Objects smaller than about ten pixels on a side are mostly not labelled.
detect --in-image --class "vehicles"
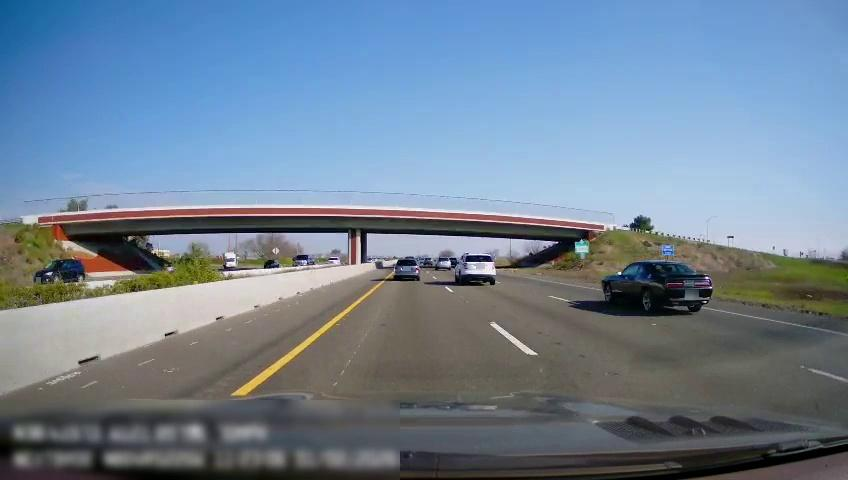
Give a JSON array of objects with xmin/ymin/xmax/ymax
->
[
  {"xmin": 263, "ymin": 260, "xmax": 280, "ymax": 269},
  {"xmin": 223, "ymin": 252, "xmax": 238, "ymax": 270},
  {"xmin": 600, "ymin": 260, "xmax": 714, "ymax": 315},
  {"xmin": 453, "ymin": 254, "xmax": 496, "ymax": 286},
  {"xmin": 292, "ymin": 254, "xmax": 316, "ymax": 266},
  {"xmin": 32, "ymin": 259, "xmax": 87, "ymax": 284},
  {"xmin": 393, "ymin": 258, "xmax": 421, "ymax": 281},
  {"xmin": 435, "ymin": 256, "xmax": 453, "ymax": 271},
  {"xmin": 328, "ymin": 257, "xmax": 341, "ymax": 265}
]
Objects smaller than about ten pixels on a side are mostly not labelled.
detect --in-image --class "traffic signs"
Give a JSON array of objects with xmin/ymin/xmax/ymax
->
[
  {"xmin": 661, "ymin": 244, "xmax": 675, "ymax": 257},
  {"xmin": 574, "ymin": 240, "xmax": 590, "ymax": 253}
]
